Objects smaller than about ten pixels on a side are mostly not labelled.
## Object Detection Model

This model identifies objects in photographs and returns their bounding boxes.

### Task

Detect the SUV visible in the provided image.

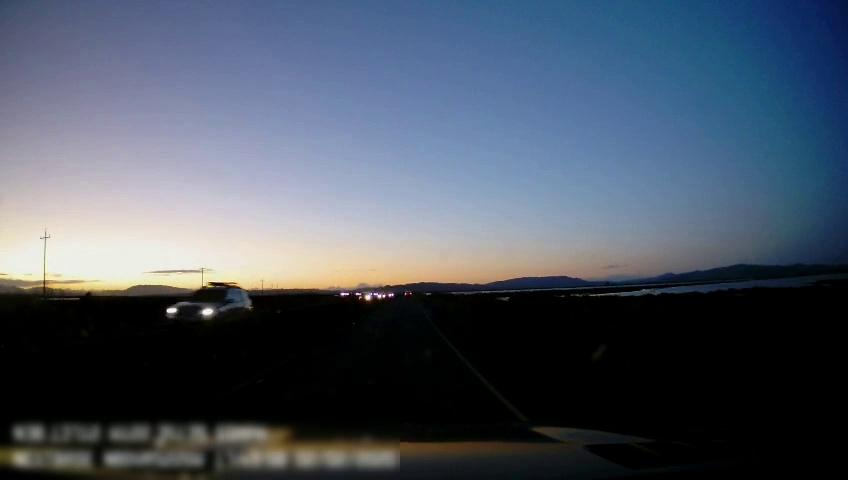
[164,281,254,325]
